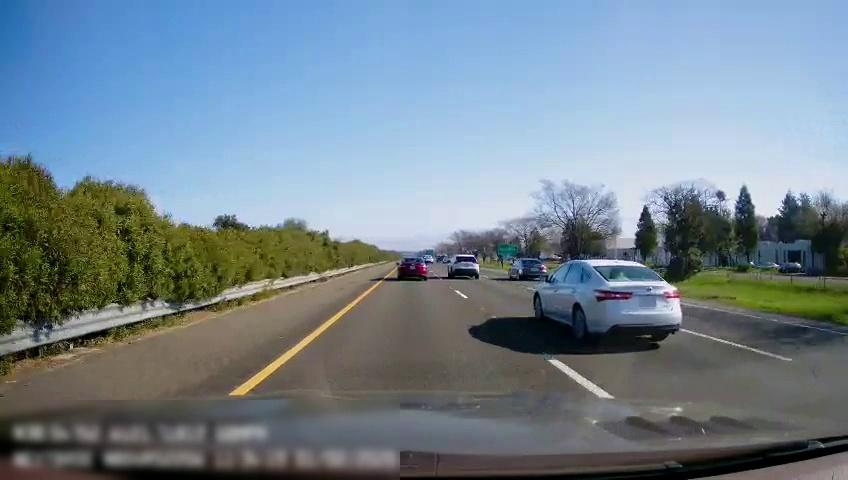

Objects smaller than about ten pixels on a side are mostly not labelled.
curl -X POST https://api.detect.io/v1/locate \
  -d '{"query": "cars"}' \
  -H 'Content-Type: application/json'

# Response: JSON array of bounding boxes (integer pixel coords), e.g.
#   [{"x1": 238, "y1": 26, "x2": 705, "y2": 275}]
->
[
  {"x1": 395, "y1": 257, "x2": 429, "y2": 281},
  {"x1": 509, "y1": 257, "x2": 547, "y2": 281},
  {"x1": 532, "y1": 259, "x2": 682, "y2": 343}
]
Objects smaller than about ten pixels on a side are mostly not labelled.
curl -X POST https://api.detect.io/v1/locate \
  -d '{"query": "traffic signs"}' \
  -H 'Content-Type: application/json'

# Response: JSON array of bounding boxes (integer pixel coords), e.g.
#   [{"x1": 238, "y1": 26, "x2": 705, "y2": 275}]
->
[{"x1": 496, "y1": 242, "x2": 518, "y2": 256}]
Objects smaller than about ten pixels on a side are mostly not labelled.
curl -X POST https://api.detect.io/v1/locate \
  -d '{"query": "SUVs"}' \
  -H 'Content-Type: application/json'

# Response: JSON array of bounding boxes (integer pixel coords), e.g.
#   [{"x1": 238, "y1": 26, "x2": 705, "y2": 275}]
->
[
  {"x1": 447, "y1": 255, "x2": 480, "y2": 279},
  {"x1": 780, "y1": 262, "x2": 805, "y2": 274}
]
